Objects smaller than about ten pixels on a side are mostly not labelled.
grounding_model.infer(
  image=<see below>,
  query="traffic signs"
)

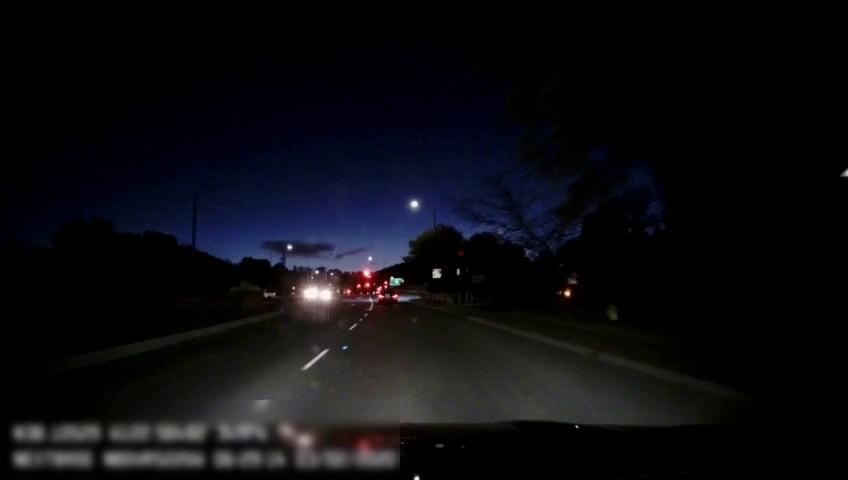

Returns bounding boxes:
[390,276,404,287]
[431,268,442,279]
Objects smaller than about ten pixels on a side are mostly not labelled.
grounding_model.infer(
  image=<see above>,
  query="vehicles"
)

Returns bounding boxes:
[318,288,335,301]
[303,287,319,299]
[378,290,399,304]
